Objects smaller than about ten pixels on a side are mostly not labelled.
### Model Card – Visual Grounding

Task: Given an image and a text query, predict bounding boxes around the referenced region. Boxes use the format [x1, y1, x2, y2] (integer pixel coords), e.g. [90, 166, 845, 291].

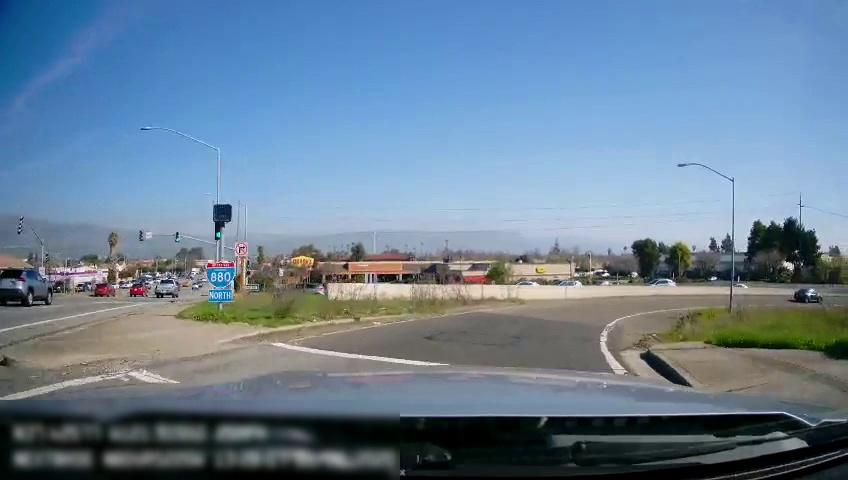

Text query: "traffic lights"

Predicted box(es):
[176, 232, 180, 243]
[16, 215, 24, 235]
[214, 223, 222, 241]
[138, 230, 143, 241]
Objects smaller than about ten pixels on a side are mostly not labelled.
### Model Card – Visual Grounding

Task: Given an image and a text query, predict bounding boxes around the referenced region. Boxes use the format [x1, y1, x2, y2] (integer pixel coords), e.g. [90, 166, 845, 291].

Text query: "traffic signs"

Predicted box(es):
[206, 261, 233, 303]
[234, 239, 248, 258]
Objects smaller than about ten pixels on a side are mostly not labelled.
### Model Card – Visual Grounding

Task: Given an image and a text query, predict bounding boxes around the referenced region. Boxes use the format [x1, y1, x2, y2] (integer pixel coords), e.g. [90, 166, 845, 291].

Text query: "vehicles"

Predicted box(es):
[76, 282, 89, 292]
[0, 267, 54, 308]
[53, 278, 76, 295]
[94, 281, 116, 298]
[517, 281, 537, 285]
[129, 283, 149, 298]
[154, 278, 179, 299]
[559, 280, 582, 286]
[793, 286, 824, 303]
[647, 278, 677, 286]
